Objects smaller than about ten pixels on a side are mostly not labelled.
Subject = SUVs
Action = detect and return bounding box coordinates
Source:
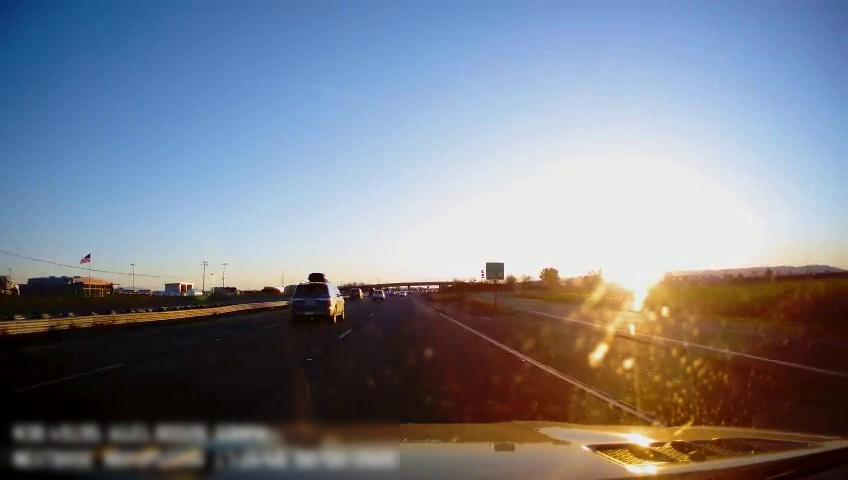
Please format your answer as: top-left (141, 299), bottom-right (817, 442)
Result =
top-left (373, 289), bottom-right (385, 300)
top-left (289, 271), bottom-right (345, 328)
top-left (349, 289), bottom-right (364, 301)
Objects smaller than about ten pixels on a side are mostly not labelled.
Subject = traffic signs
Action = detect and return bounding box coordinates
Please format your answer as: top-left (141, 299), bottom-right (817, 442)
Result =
top-left (486, 260), bottom-right (504, 281)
